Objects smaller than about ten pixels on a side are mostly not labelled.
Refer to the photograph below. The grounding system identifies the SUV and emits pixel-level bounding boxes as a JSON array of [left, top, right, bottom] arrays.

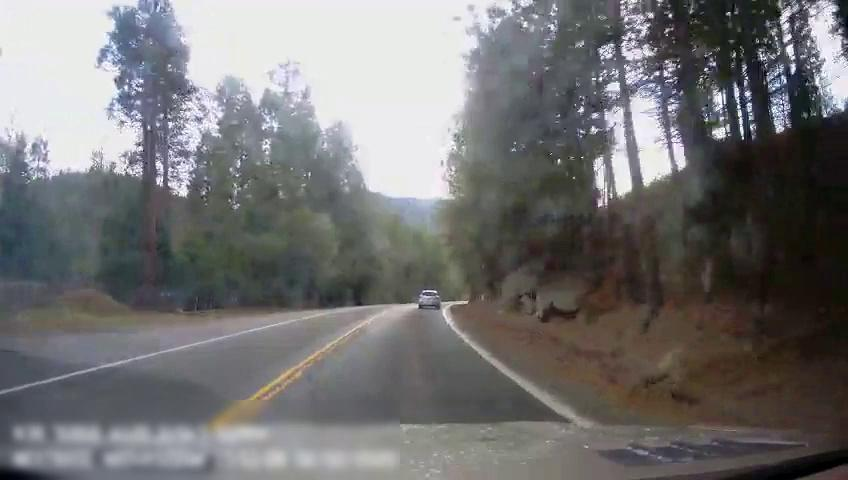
[[417, 289, 441, 309]]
